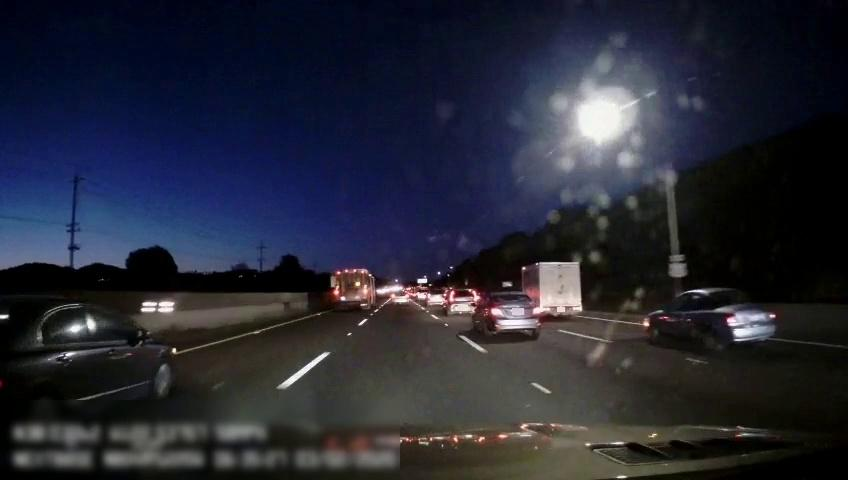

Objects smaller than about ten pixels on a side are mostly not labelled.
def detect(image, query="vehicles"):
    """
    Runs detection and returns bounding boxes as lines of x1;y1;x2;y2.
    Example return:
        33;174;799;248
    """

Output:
520;261;581;320
471;291;541;338
424;287;442;304
0;293;177;442
328;268;378;313
417;286;430;298
391;287;410;303
641;288;778;353
440;289;482;317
